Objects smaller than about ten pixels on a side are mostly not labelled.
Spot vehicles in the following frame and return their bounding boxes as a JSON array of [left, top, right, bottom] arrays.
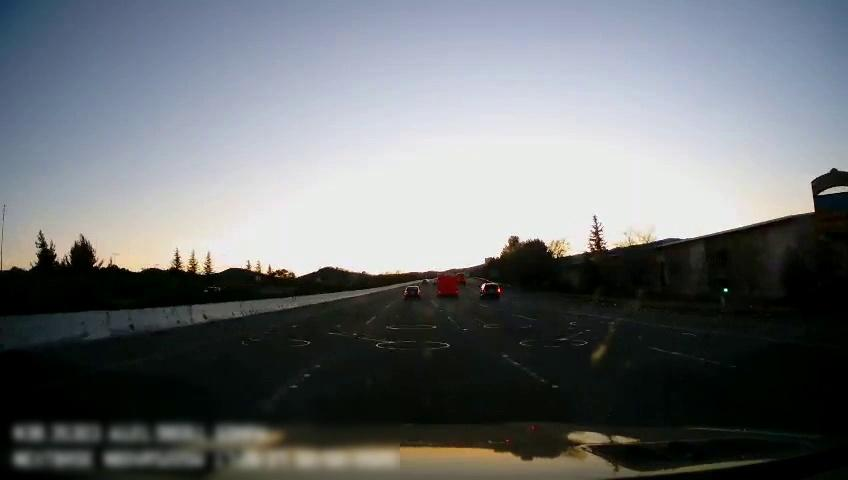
[[404, 285, 421, 301], [455, 273, 466, 284], [204, 287, 221, 296], [480, 283, 501, 300], [437, 275, 458, 298]]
